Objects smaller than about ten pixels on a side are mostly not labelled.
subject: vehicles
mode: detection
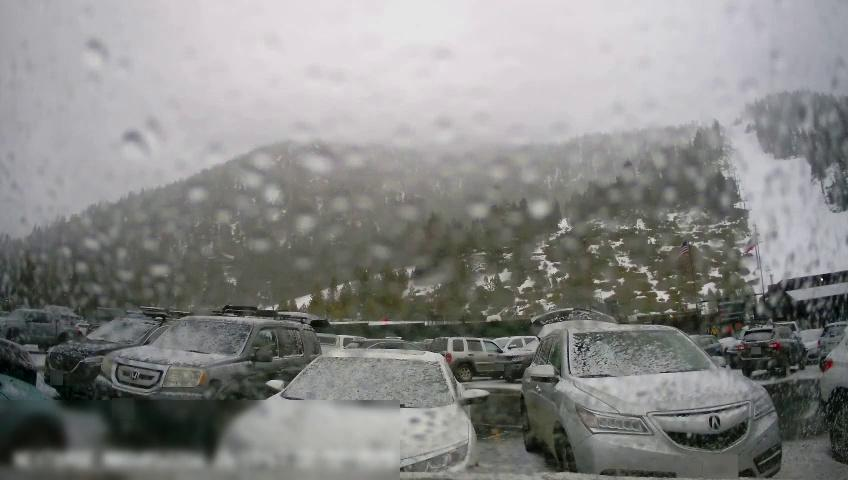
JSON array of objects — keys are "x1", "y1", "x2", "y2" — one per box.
[
  {"x1": 342, "y1": 338, "x2": 425, "y2": 351},
  {"x1": 493, "y1": 336, "x2": 537, "y2": 352},
  {"x1": 0, "y1": 372, "x2": 70, "y2": 467},
  {"x1": 688, "y1": 335, "x2": 726, "y2": 357},
  {"x1": 0, "y1": 337, "x2": 38, "y2": 388},
  {"x1": 800, "y1": 329, "x2": 823, "y2": 361},
  {"x1": 817, "y1": 322, "x2": 848, "y2": 369},
  {"x1": 214, "y1": 348, "x2": 491, "y2": 473},
  {"x1": 318, "y1": 332, "x2": 368, "y2": 349},
  {"x1": 821, "y1": 332, "x2": 848, "y2": 465},
  {"x1": 737, "y1": 327, "x2": 806, "y2": 378},
  {"x1": 772, "y1": 321, "x2": 800, "y2": 333},
  {"x1": 94, "y1": 315, "x2": 322, "y2": 458},
  {"x1": 428, "y1": 336, "x2": 504, "y2": 383},
  {"x1": 492, "y1": 338, "x2": 543, "y2": 380},
  {"x1": 45, "y1": 318, "x2": 170, "y2": 403},
  {"x1": 522, "y1": 321, "x2": 782, "y2": 479},
  {"x1": 0, "y1": 308, "x2": 80, "y2": 354}
]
